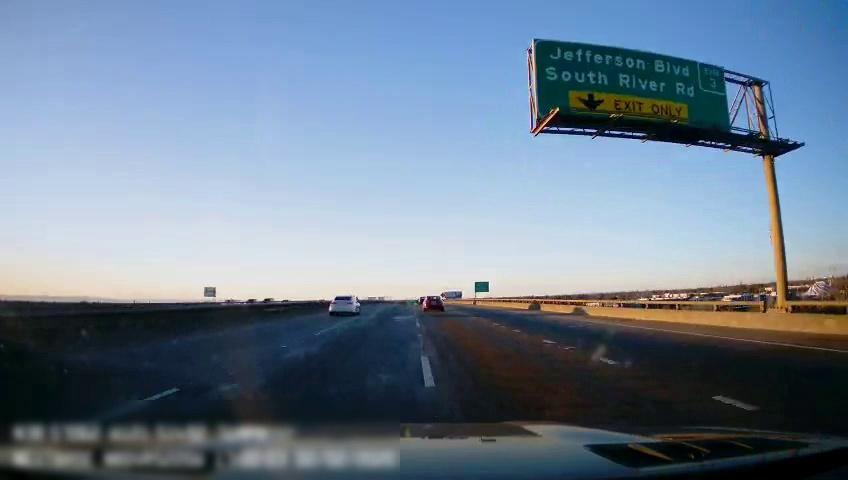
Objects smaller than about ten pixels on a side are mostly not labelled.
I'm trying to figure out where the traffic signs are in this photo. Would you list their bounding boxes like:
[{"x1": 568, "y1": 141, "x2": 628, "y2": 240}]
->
[
  {"x1": 533, "y1": 37, "x2": 733, "y2": 136},
  {"x1": 475, "y1": 281, "x2": 489, "y2": 292}
]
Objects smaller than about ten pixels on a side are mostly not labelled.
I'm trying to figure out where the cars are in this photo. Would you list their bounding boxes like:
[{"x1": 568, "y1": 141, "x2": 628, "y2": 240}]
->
[
  {"x1": 328, "y1": 295, "x2": 362, "y2": 317},
  {"x1": 422, "y1": 296, "x2": 444, "y2": 312}
]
